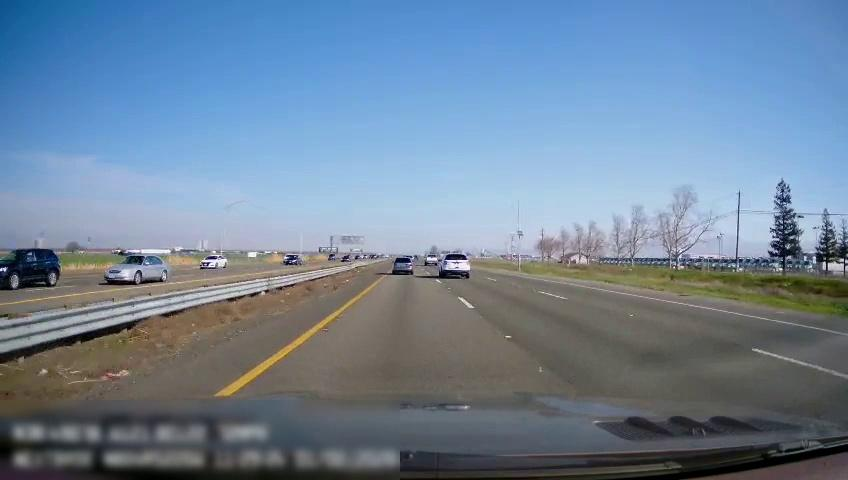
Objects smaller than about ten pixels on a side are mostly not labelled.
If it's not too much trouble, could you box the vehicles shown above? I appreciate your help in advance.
[200,255,228,270]
[0,247,61,291]
[424,254,438,267]
[340,254,352,262]
[392,256,414,275]
[438,253,471,279]
[104,254,169,285]
[284,254,303,266]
